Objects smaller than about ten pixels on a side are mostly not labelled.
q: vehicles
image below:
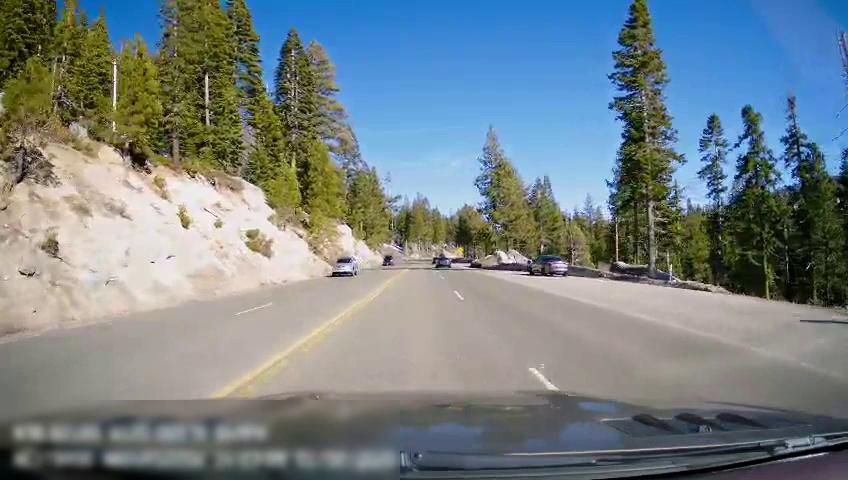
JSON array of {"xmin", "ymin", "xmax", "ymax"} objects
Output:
[
  {"xmin": 527, "ymin": 254, "xmax": 570, "ymax": 277},
  {"xmin": 331, "ymin": 256, "xmax": 359, "ymax": 277},
  {"xmin": 435, "ymin": 256, "xmax": 452, "ymax": 269},
  {"xmin": 383, "ymin": 255, "xmax": 394, "ymax": 266}
]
